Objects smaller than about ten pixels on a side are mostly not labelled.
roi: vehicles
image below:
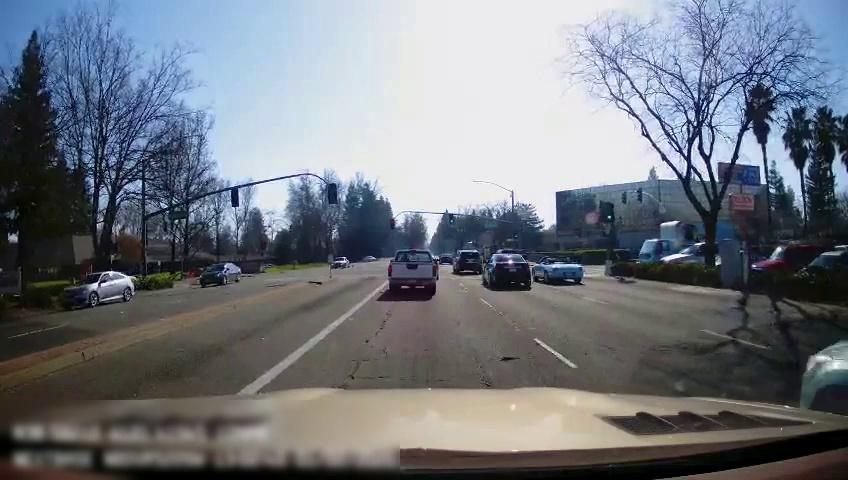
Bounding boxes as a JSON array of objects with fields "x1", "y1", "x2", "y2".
[
  {"x1": 639, "y1": 221, "x2": 718, "y2": 265},
  {"x1": 662, "y1": 242, "x2": 728, "y2": 269},
  {"x1": 750, "y1": 244, "x2": 823, "y2": 276},
  {"x1": 792, "y1": 251, "x2": 848, "y2": 282},
  {"x1": 60, "y1": 271, "x2": 134, "y2": 309},
  {"x1": 494, "y1": 248, "x2": 521, "y2": 255},
  {"x1": 453, "y1": 250, "x2": 483, "y2": 273},
  {"x1": 531, "y1": 254, "x2": 583, "y2": 285},
  {"x1": 200, "y1": 263, "x2": 241, "y2": 287},
  {"x1": 434, "y1": 258, "x2": 440, "y2": 280},
  {"x1": 389, "y1": 249, "x2": 437, "y2": 294},
  {"x1": 330, "y1": 257, "x2": 350, "y2": 269},
  {"x1": 482, "y1": 253, "x2": 531, "y2": 288},
  {"x1": 439, "y1": 253, "x2": 453, "y2": 264},
  {"x1": 800, "y1": 339, "x2": 848, "y2": 415}
]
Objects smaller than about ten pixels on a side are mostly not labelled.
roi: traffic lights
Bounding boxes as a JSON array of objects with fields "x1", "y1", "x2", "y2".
[
  {"x1": 622, "y1": 191, "x2": 628, "y2": 203},
  {"x1": 231, "y1": 188, "x2": 239, "y2": 207},
  {"x1": 637, "y1": 188, "x2": 643, "y2": 203},
  {"x1": 327, "y1": 183, "x2": 337, "y2": 204}
]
